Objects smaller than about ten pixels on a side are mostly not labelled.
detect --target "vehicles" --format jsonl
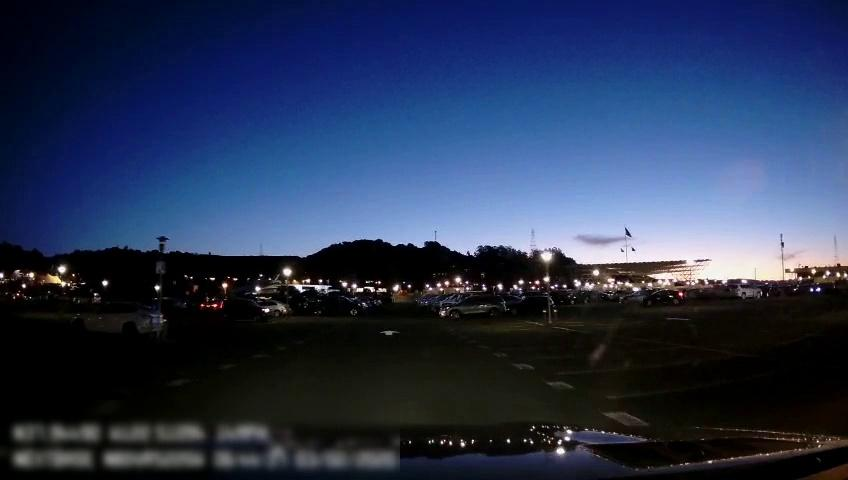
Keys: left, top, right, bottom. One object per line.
{"left": 308, "top": 294, "right": 363, "bottom": 317}
{"left": 438, "top": 294, "right": 506, "bottom": 320}
{"left": 642, "top": 290, "right": 682, "bottom": 306}
{"left": 69, "top": 301, "right": 165, "bottom": 342}
{"left": 250, "top": 299, "right": 291, "bottom": 318}
{"left": 726, "top": 283, "right": 763, "bottom": 300}
{"left": 618, "top": 290, "right": 656, "bottom": 304}
{"left": 147, "top": 296, "right": 187, "bottom": 309}
{"left": 199, "top": 300, "right": 220, "bottom": 314}
{"left": 509, "top": 296, "right": 556, "bottom": 315}
{"left": 219, "top": 297, "right": 271, "bottom": 323}
{"left": 72, "top": 291, "right": 102, "bottom": 304}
